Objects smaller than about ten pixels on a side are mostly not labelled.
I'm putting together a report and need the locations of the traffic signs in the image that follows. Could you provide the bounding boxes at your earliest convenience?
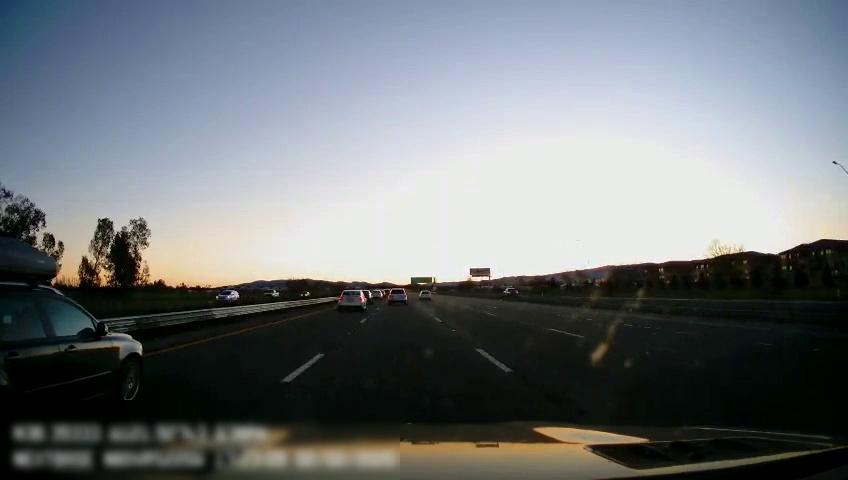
[410,277,433,284]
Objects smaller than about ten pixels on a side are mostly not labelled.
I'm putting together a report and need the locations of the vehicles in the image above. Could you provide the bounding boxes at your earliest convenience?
[388,288,407,306]
[0,285,145,468]
[215,290,240,305]
[263,289,279,299]
[301,291,312,299]
[418,290,432,301]
[372,290,383,301]
[503,288,519,296]
[338,290,368,313]
[361,290,374,304]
